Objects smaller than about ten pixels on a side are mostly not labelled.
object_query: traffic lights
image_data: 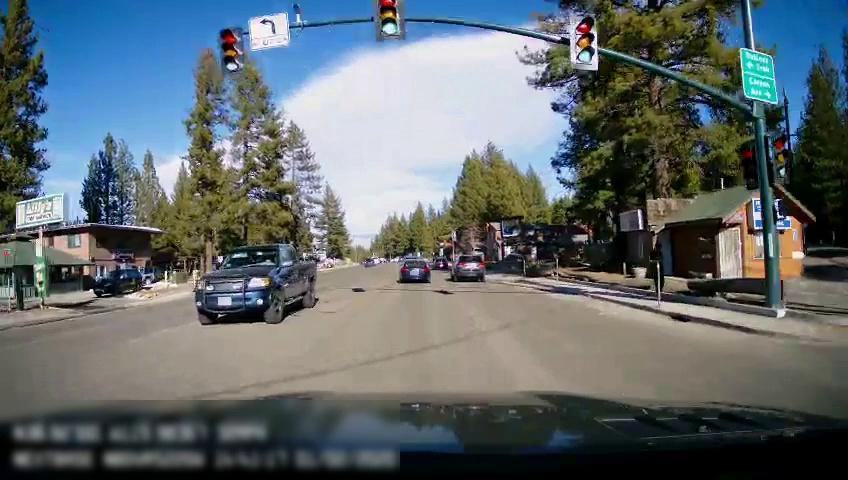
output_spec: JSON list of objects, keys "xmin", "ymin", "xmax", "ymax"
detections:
[
  {"xmin": 376, "ymin": 0, "xmax": 403, "ymax": 40},
  {"xmin": 767, "ymin": 132, "xmax": 788, "ymax": 186},
  {"xmin": 218, "ymin": 27, "xmax": 245, "ymax": 74},
  {"xmin": 567, "ymin": 11, "xmax": 600, "ymax": 70},
  {"xmin": 739, "ymin": 140, "xmax": 761, "ymax": 189}
]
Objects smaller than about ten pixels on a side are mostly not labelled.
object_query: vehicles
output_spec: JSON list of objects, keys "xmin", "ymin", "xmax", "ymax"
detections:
[
  {"xmin": 449, "ymin": 254, "xmax": 487, "ymax": 282},
  {"xmin": 399, "ymin": 258, "xmax": 431, "ymax": 284},
  {"xmin": 138, "ymin": 268, "xmax": 160, "ymax": 285},
  {"xmin": 193, "ymin": 242, "xmax": 319, "ymax": 326},
  {"xmin": 95, "ymin": 269, "xmax": 143, "ymax": 296},
  {"xmin": 433, "ymin": 256, "xmax": 450, "ymax": 270}
]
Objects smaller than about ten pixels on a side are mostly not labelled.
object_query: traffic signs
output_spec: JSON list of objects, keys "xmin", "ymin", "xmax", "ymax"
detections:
[
  {"xmin": 248, "ymin": 15, "xmax": 288, "ymax": 51},
  {"xmin": 736, "ymin": 46, "xmax": 778, "ymax": 105}
]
